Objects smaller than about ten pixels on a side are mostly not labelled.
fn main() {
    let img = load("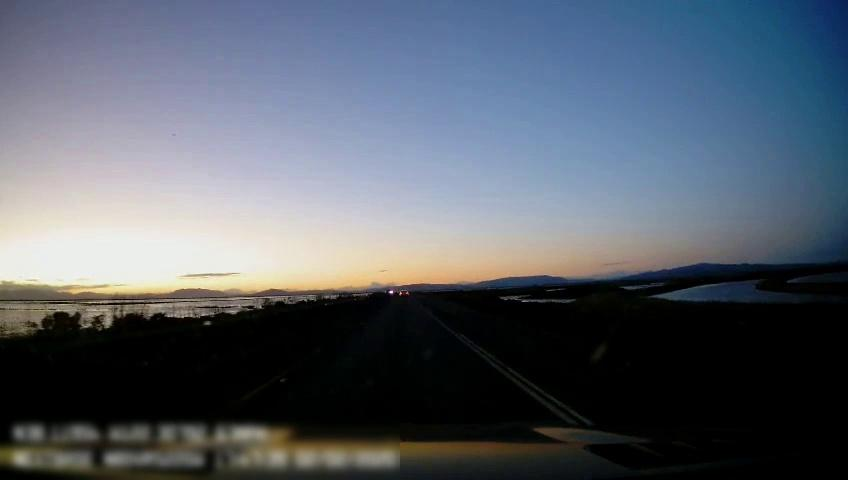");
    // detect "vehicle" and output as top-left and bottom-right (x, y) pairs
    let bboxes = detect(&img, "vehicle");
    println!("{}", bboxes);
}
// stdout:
(399, 290), (410, 298)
